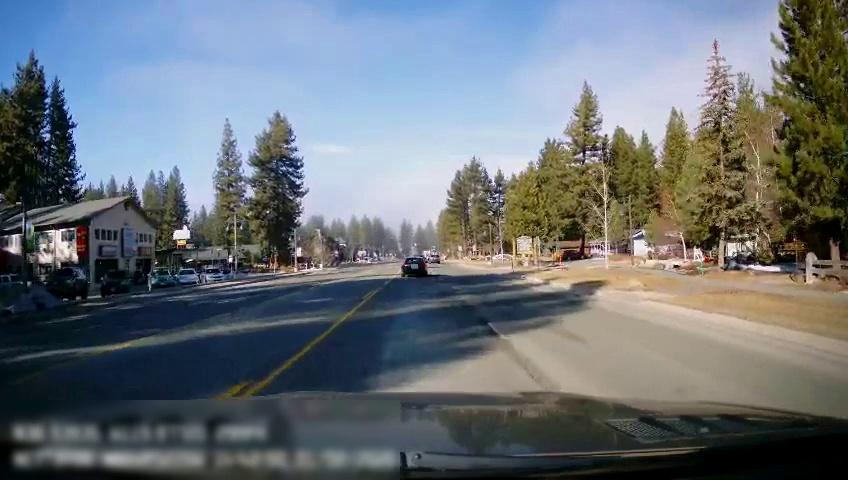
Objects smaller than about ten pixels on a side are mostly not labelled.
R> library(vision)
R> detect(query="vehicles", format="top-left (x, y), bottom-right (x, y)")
top-left (175, 267), bottom-right (199, 286)
top-left (201, 266), bottom-right (225, 284)
top-left (430, 254), bottom-right (443, 264)
top-left (151, 270), bottom-right (173, 289)
top-left (400, 255), bottom-right (429, 279)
